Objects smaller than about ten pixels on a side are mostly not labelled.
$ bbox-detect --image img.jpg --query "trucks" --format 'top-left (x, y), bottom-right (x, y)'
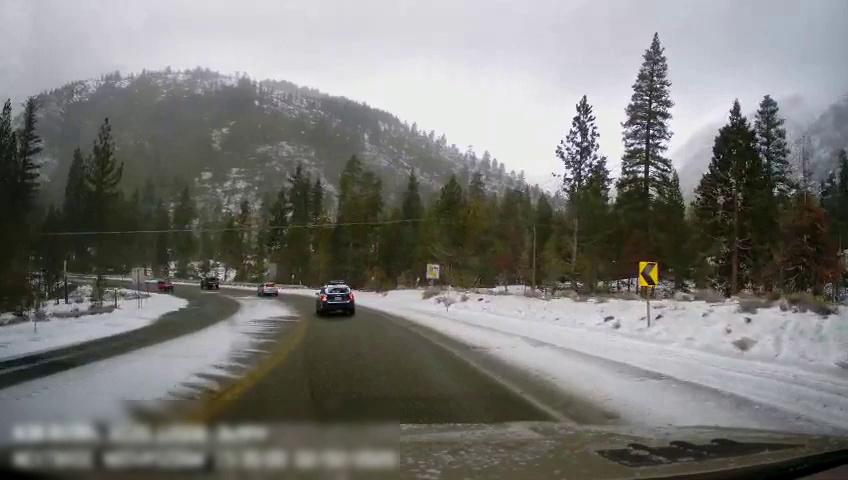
top-left (199, 277), bottom-right (220, 290)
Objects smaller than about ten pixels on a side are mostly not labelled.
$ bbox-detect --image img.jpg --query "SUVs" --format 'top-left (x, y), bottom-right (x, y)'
top-left (256, 281), bottom-right (279, 297)
top-left (315, 280), bottom-right (355, 317)
top-left (157, 279), bottom-right (174, 292)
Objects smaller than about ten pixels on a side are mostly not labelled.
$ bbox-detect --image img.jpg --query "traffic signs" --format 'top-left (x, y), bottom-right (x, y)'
top-left (637, 260), bottom-right (660, 287)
